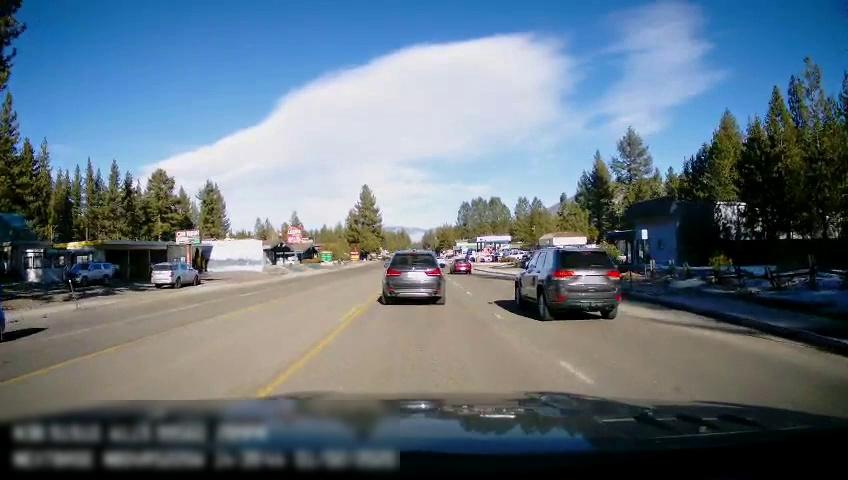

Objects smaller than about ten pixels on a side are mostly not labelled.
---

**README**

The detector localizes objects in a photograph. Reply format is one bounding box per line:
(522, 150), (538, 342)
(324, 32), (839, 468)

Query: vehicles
(151, 263), (201, 290)
(0, 311), (8, 337)
(449, 257), (472, 276)
(64, 262), (113, 287)
(383, 254), (444, 304)
(512, 246), (621, 320)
